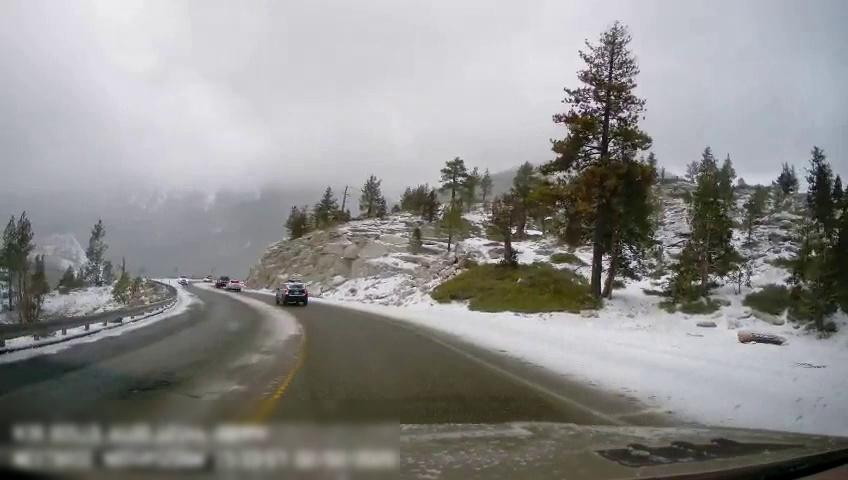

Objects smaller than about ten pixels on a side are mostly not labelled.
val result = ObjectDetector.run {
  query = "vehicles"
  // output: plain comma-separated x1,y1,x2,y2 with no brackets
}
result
275,277,309,307
215,276,232,288
225,279,242,292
